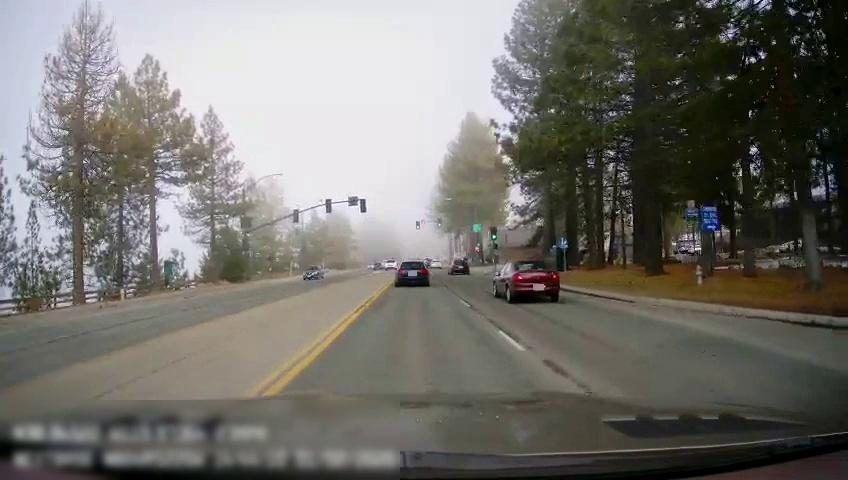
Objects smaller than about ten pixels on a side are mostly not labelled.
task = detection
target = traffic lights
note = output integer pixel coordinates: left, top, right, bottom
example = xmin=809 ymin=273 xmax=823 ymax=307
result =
xmin=360 ymin=198 xmax=367 ymax=214
xmin=325 ymin=198 xmax=332 ymax=214
xmin=490 ymin=229 xmax=497 ymax=241
xmin=292 ymin=207 xmax=299 ymax=224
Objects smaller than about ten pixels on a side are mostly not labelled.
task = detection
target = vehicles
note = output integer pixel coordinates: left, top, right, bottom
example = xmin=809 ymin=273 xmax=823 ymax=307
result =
xmin=372 ymin=262 xmax=383 ymax=272
xmin=384 ymin=260 xmax=397 ymax=271
xmin=396 ymin=261 xmax=430 ymax=287
xmin=490 ymin=261 xmax=561 ymax=304
xmin=691 ymin=244 xmax=704 ymax=256
xmin=304 ymin=267 xmax=321 ymax=280
xmin=448 ymin=258 xmax=470 ymax=275
xmin=430 ymin=258 xmax=442 ymax=269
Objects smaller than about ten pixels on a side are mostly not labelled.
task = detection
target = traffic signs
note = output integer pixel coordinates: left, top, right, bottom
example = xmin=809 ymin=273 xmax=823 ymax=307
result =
xmin=471 ymin=224 xmax=483 ymax=233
